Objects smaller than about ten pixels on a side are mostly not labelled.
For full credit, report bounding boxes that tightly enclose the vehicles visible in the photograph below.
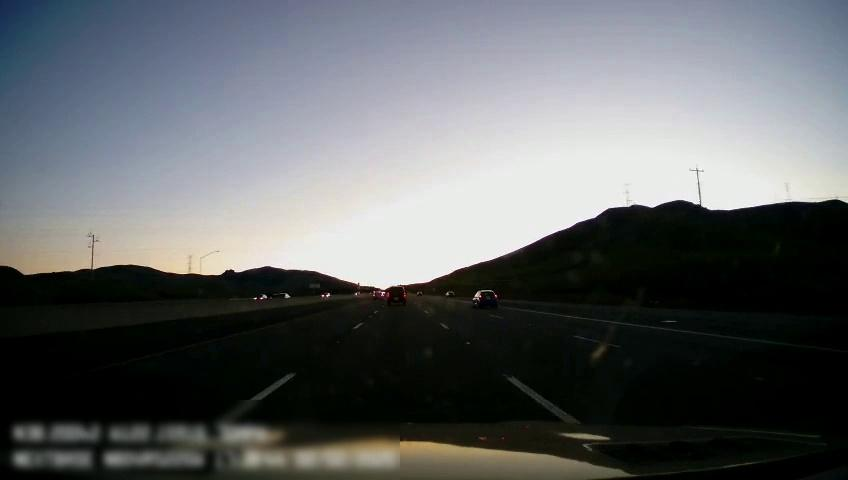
[372,291,384,301]
[387,286,406,305]
[253,294,268,301]
[472,290,498,308]
[274,293,291,300]
[321,292,331,298]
